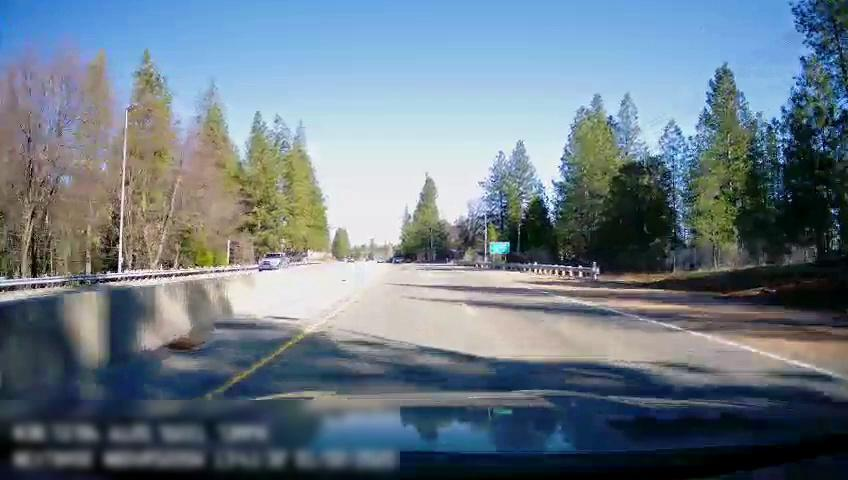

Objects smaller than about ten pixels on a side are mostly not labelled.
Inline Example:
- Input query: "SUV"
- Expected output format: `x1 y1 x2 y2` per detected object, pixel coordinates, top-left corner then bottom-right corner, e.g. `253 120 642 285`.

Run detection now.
258 251 290 272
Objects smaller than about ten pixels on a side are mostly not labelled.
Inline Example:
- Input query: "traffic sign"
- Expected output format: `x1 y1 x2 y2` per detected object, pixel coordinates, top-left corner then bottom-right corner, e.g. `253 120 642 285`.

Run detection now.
488 240 511 256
